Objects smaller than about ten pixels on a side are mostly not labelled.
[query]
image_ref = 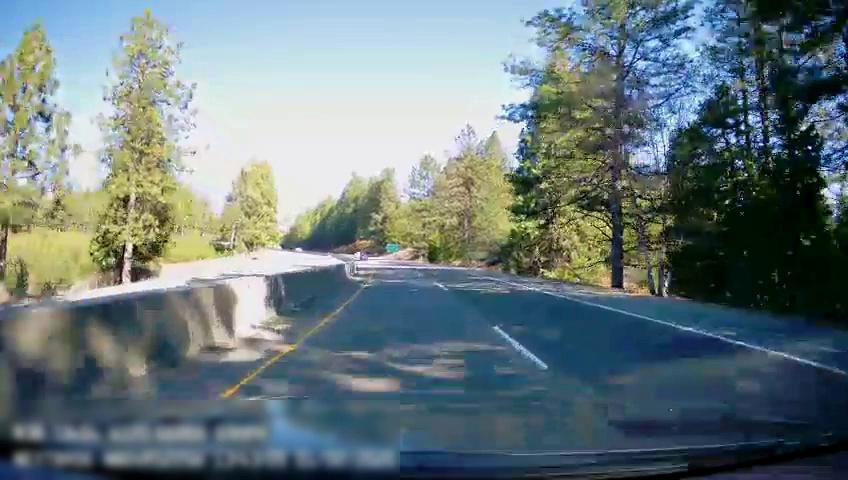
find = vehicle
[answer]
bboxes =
[354,251,368,262]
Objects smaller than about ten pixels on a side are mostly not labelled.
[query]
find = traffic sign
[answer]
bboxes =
[386,243,400,253]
